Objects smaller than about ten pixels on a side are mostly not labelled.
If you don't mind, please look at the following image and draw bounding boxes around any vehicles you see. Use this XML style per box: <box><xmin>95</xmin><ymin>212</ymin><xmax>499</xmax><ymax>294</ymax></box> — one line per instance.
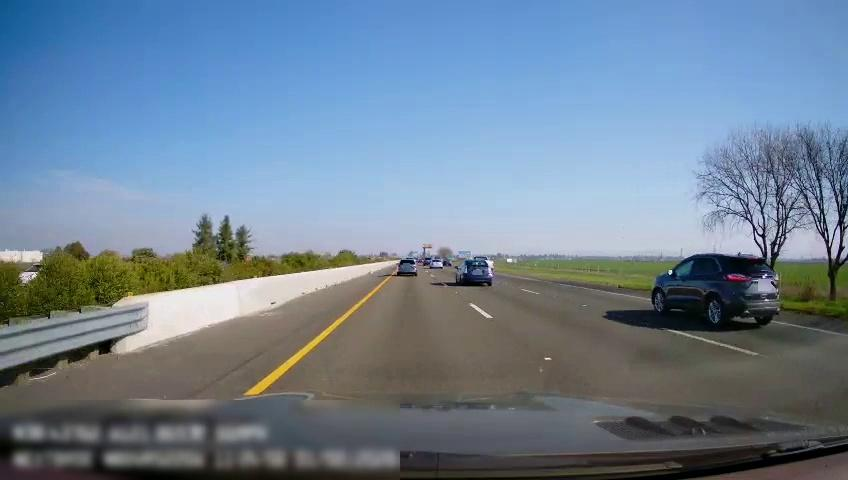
<box><xmin>396</xmin><ymin>258</ymin><xmax>418</xmax><ymax>277</ymax></box>
<box><xmin>429</xmin><ymin>258</ymin><xmax>444</xmax><ymax>270</ymax></box>
<box><xmin>474</xmin><ymin>255</ymin><xmax>494</xmax><ymax>271</ymax></box>
<box><xmin>649</xmin><ymin>254</ymin><xmax>783</xmax><ymax>333</ymax></box>
<box><xmin>454</xmin><ymin>259</ymin><xmax>492</xmax><ymax>286</ymax></box>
